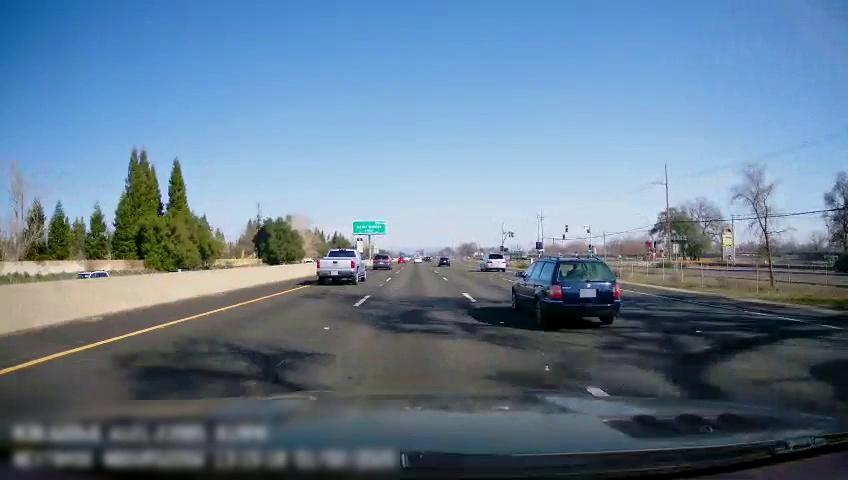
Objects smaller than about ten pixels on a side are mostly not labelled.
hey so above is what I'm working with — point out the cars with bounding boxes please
[510,255,623,328]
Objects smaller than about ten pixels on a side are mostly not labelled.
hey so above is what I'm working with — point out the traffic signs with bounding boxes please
[352,219,387,236]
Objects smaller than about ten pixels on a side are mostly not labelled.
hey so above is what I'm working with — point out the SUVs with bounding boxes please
[479,254,507,272]
[372,254,392,271]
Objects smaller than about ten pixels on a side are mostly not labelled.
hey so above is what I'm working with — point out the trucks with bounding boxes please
[315,248,368,286]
